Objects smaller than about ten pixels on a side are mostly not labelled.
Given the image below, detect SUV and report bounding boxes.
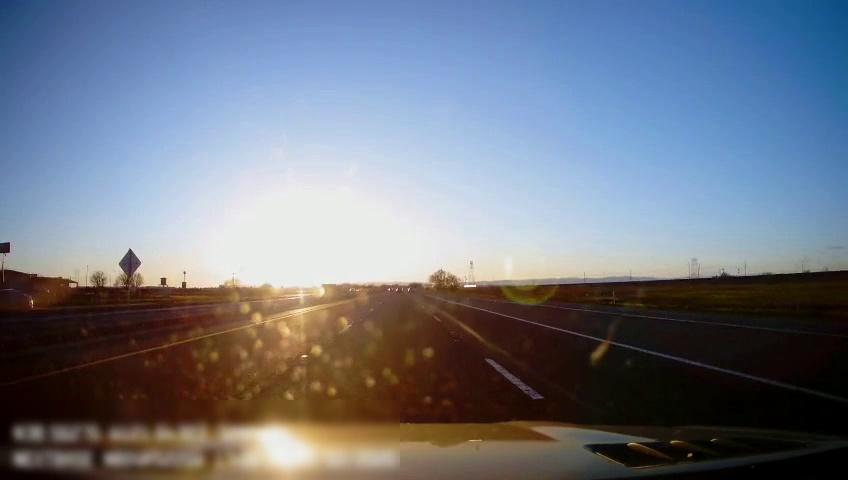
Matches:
[0,290,33,312]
